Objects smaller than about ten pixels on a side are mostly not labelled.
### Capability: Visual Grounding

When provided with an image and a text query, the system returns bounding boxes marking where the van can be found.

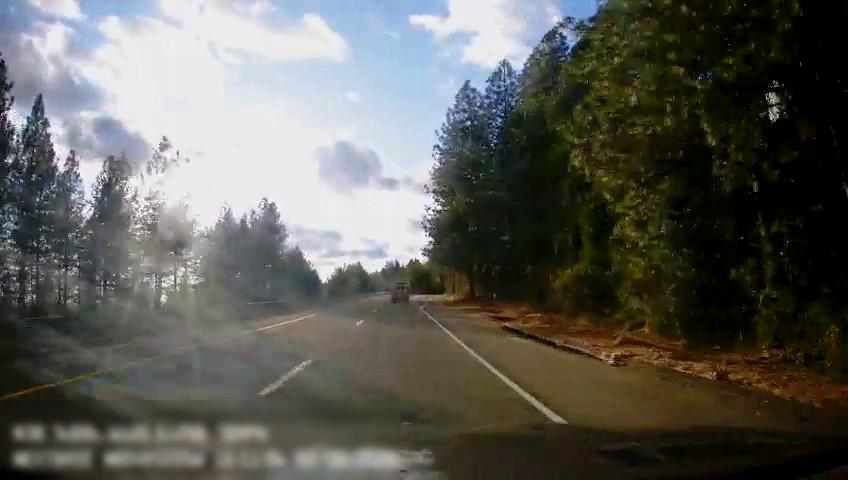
[390,281,411,303]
